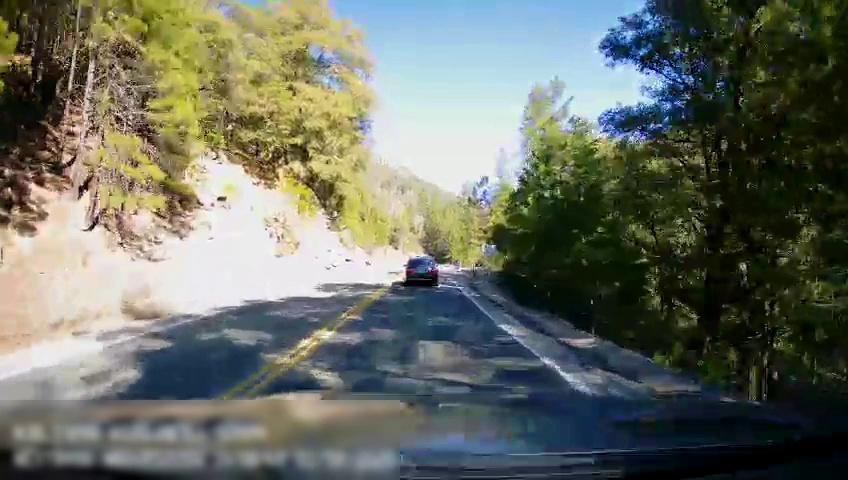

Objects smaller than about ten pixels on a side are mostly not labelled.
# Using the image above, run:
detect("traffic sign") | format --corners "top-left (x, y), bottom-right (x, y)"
top-left (481, 244), bottom-right (497, 256)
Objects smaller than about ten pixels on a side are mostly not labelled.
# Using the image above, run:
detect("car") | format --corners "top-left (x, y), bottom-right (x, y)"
top-left (401, 256), bottom-right (440, 287)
